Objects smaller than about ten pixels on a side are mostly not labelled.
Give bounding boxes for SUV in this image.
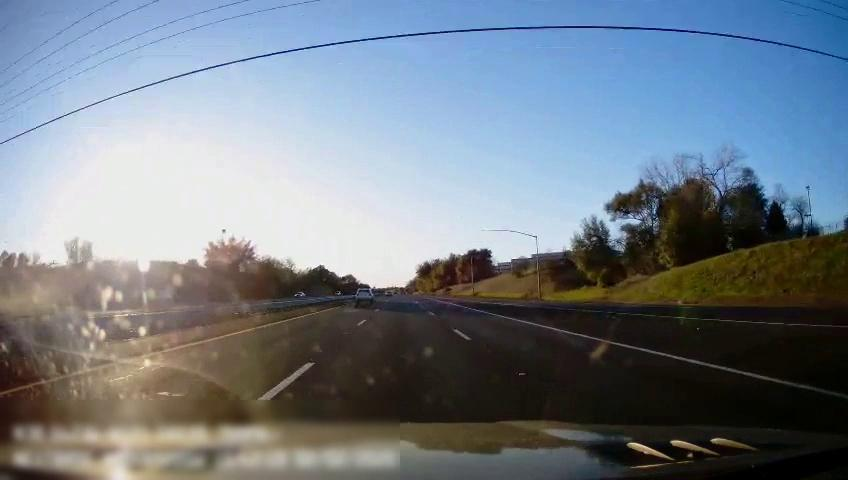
[354,288,375,305]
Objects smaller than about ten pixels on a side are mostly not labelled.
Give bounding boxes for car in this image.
[294,291,307,298]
